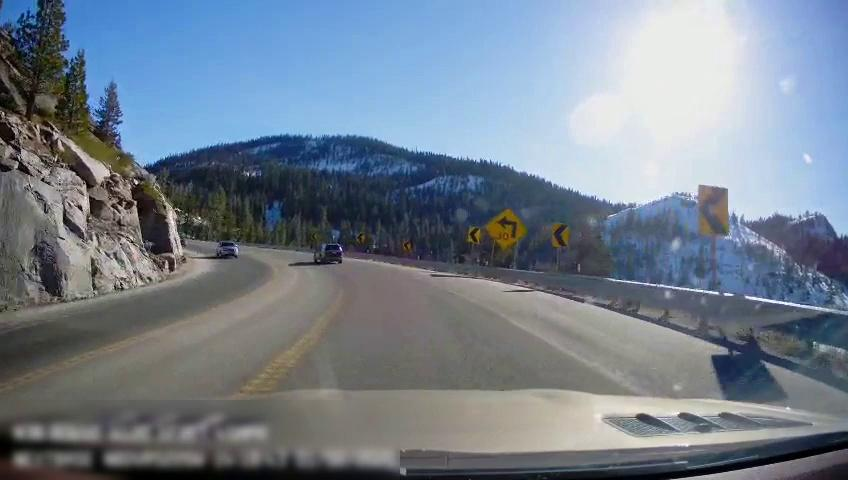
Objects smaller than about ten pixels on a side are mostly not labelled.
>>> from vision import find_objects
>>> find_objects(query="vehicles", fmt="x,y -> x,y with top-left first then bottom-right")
179,237 -> 186,249
215,240 -> 239,259
312,242 -> 343,265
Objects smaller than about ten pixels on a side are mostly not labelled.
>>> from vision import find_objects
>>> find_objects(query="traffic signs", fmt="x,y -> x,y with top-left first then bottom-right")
404,239 -> 412,250
466,225 -> 481,246
696,185 -> 730,239
483,206 -> 528,252
550,221 -> 570,249
356,231 -> 365,244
